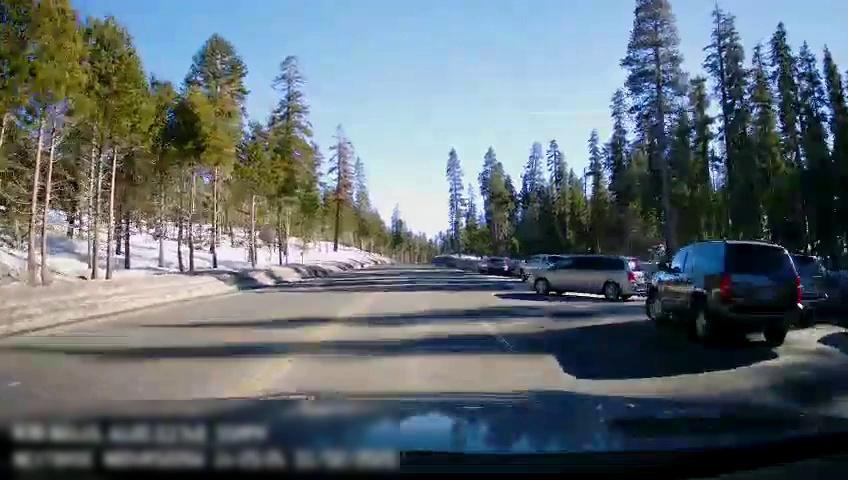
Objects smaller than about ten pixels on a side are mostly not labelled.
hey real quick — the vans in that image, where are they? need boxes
[527,255,647,303]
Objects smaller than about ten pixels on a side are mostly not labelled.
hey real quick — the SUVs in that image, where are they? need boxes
[485,257,513,276]
[519,255,562,283]
[645,239,803,348]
